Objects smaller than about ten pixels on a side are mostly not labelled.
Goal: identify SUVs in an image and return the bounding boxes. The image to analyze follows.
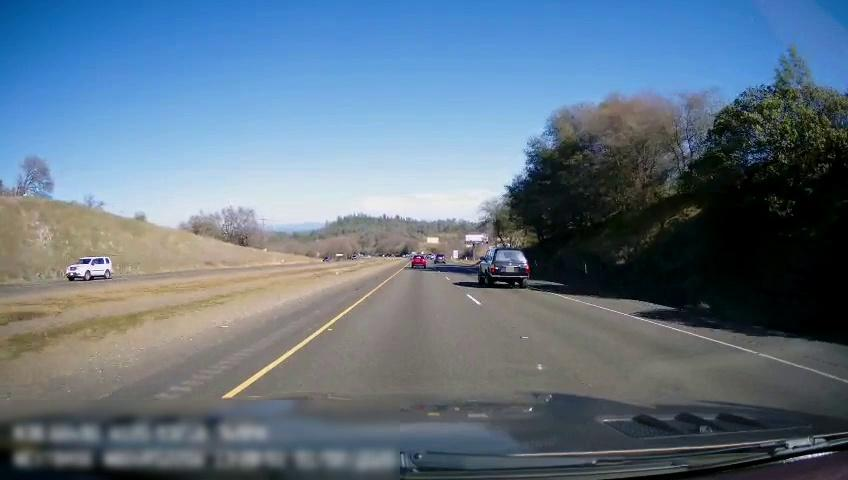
[410,254,428,269]
[433,252,447,264]
[64,256,113,283]
[476,246,531,289]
